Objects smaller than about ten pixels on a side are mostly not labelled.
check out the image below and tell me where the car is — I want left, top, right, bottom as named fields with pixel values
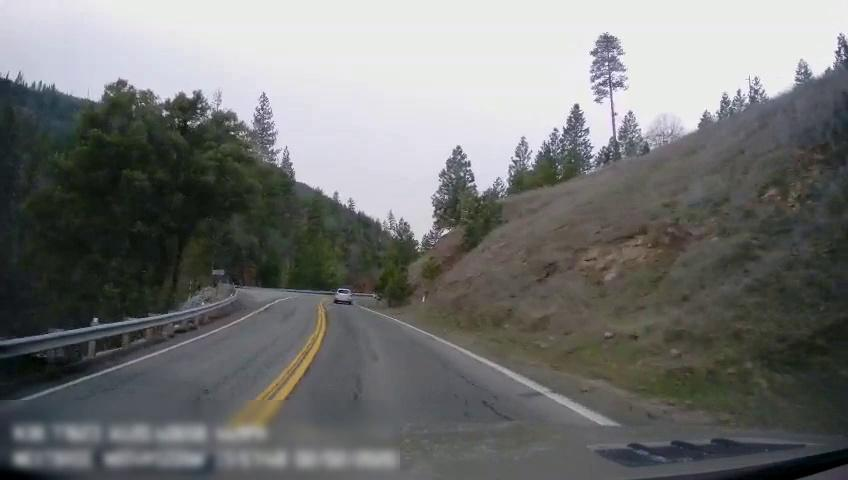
left=333, top=288, right=352, bottom=304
